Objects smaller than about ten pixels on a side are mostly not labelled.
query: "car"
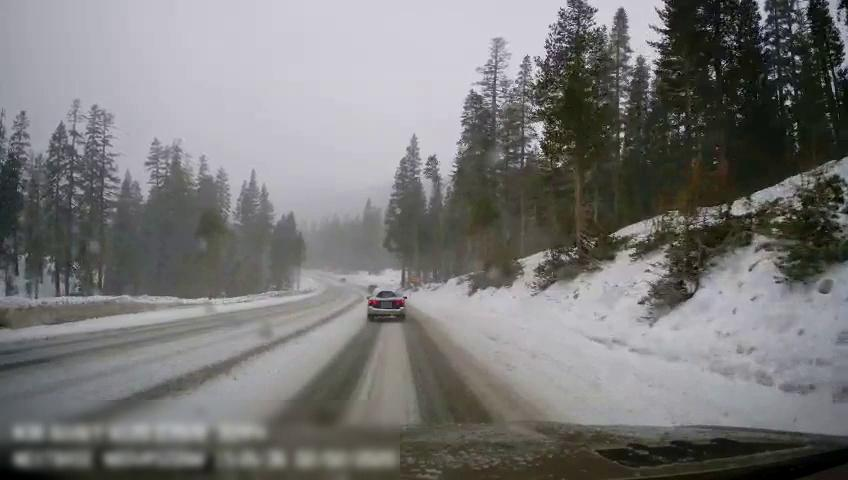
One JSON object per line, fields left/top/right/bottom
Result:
{"left": 365, "top": 286, "right": 408, "bottom": 323}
